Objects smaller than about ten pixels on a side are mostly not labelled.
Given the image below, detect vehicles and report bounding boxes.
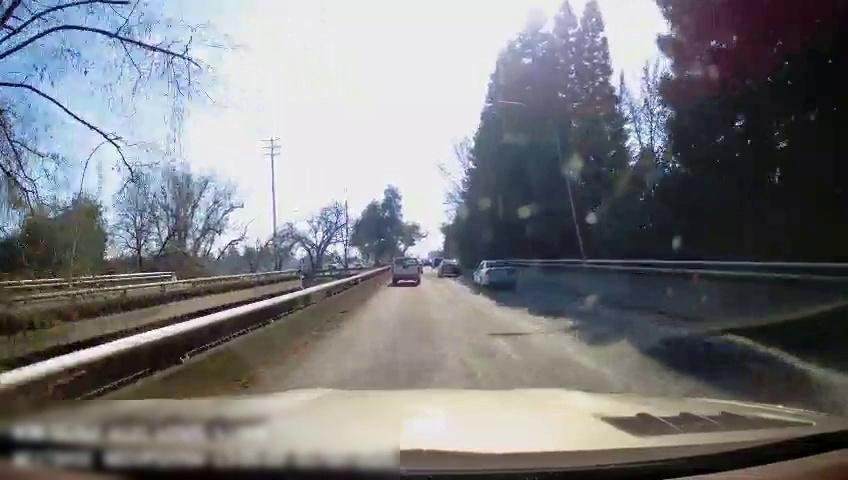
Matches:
[392,254,423,284]
[421,257,432,266]
[432,256,442,267]
[437,257,460,276]
[471,259,513,287]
